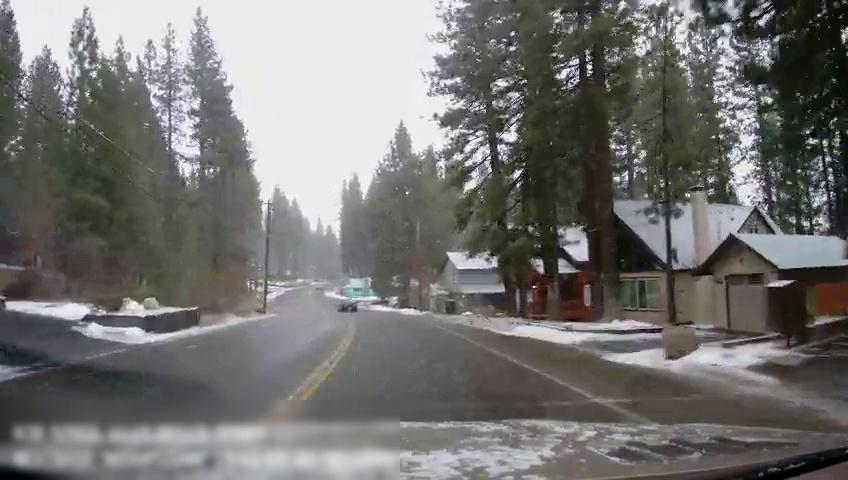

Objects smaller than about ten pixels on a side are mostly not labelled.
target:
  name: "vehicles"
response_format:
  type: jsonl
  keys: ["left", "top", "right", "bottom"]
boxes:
{"left": 338, "top": 299, "right": 358, "bottom": 313}
{"left": 388, "top": 296, "right": 401, "bottom": 309}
